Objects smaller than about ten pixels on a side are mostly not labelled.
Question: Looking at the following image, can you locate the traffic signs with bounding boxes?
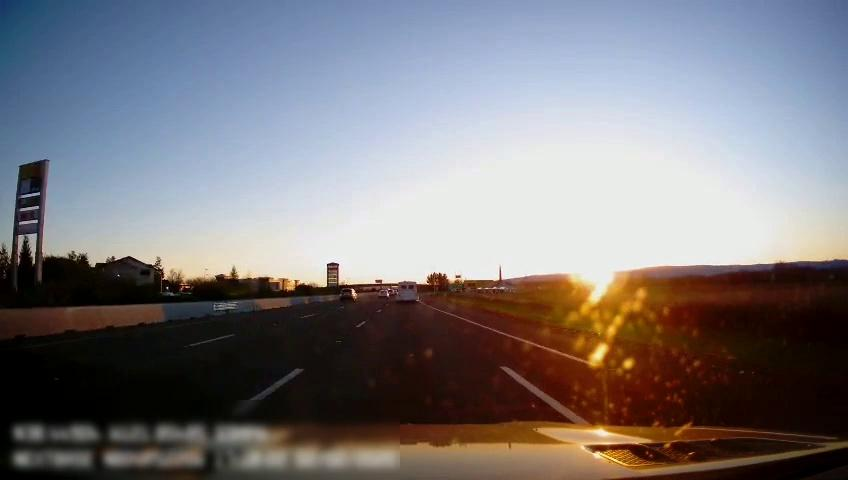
[448,284,463,290]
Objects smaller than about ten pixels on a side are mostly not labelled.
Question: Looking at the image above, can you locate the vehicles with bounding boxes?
[339,288,358,303]
[396,281,420,304]
[377,289,389,299]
